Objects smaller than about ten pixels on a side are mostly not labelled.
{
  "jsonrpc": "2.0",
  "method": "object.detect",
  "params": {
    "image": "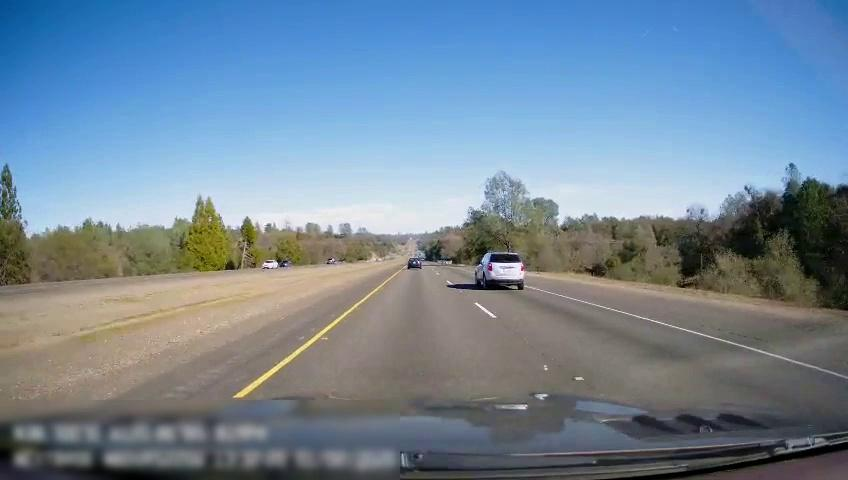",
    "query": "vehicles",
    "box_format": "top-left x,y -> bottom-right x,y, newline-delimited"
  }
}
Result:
278,260 -> 290,268
326,258 -> 337,265
475,251 -> 526,290
261,259 -> 280,270
408,258 -> 421,269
